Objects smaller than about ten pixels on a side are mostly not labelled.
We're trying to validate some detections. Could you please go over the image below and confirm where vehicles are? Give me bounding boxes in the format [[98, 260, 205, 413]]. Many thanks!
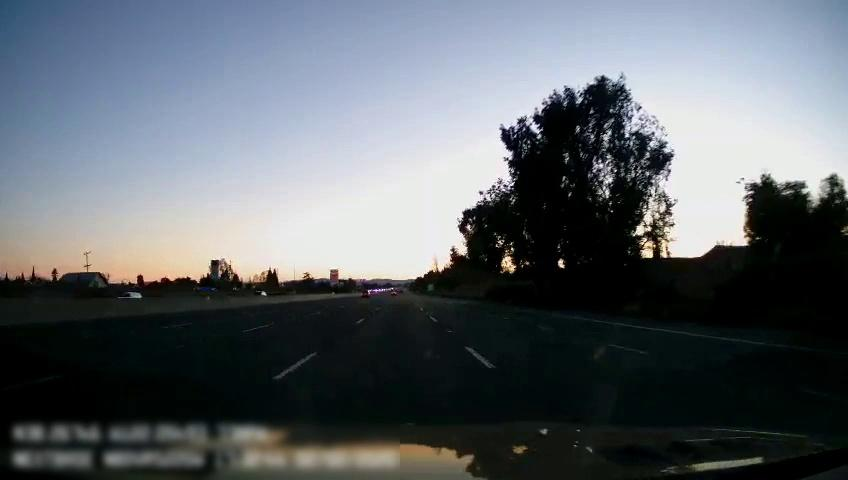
[[117, 292, 143, 300], [252, 291, 267, 297]]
